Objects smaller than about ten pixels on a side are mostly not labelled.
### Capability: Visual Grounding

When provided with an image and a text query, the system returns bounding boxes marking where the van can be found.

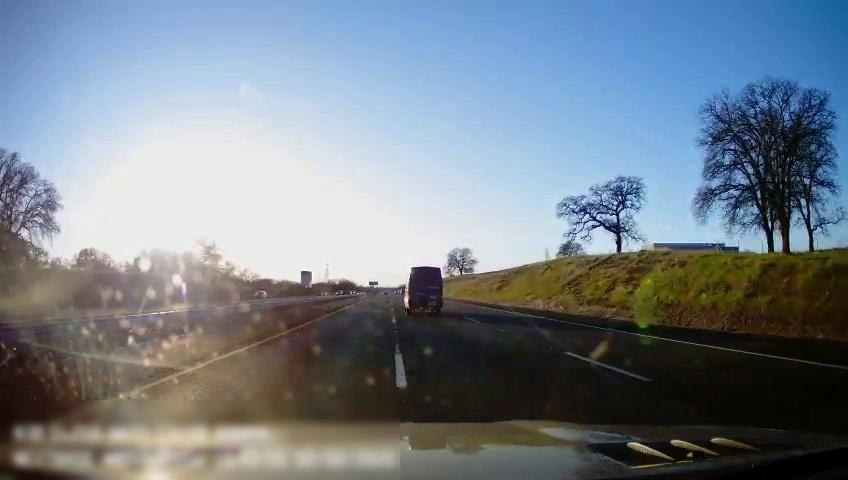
[401,266,443,316]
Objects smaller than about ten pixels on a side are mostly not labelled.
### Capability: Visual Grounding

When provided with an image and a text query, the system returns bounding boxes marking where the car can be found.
[255,289,267,299]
